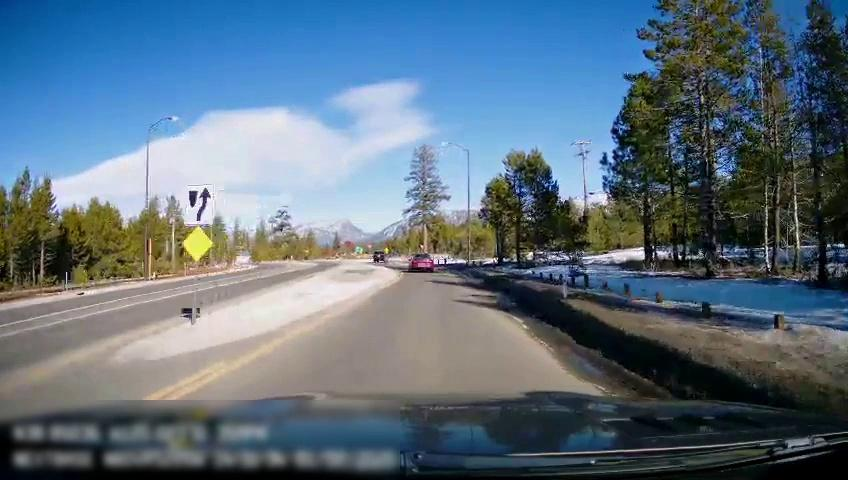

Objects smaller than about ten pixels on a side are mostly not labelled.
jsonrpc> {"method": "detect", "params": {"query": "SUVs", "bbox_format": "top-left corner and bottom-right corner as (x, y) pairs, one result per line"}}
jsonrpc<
(373, 252), (385, 262)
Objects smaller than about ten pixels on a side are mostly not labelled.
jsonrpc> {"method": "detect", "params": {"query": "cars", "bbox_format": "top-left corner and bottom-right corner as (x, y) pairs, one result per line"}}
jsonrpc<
(408, 252), (433, 272)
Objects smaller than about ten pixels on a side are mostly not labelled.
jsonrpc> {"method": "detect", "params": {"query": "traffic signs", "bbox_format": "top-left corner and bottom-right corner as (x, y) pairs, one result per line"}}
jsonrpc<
(183, 228), (213, 261)
(183, 184), (215, 226)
